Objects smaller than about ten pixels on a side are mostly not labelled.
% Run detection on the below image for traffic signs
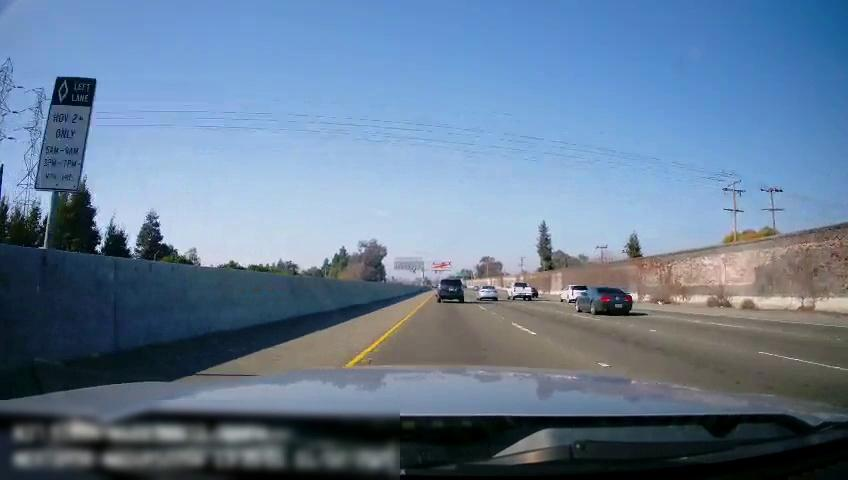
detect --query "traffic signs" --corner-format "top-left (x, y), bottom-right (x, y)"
top-left (34, 75), bottom-right (98, 193)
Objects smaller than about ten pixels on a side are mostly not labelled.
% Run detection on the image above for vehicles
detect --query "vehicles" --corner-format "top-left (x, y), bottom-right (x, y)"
top-left (560, 284), bottom-right (589, 303)
top-left (507, 282), bottom-right (533, 300)
top-left (576, 287), bottom-right (633, 315)
top-left (531, 287), bottom-right (538, 298)
top-left (477, 285), bottom-right (498, 301)
top-left (436, 278), bottom-right (464, 303)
